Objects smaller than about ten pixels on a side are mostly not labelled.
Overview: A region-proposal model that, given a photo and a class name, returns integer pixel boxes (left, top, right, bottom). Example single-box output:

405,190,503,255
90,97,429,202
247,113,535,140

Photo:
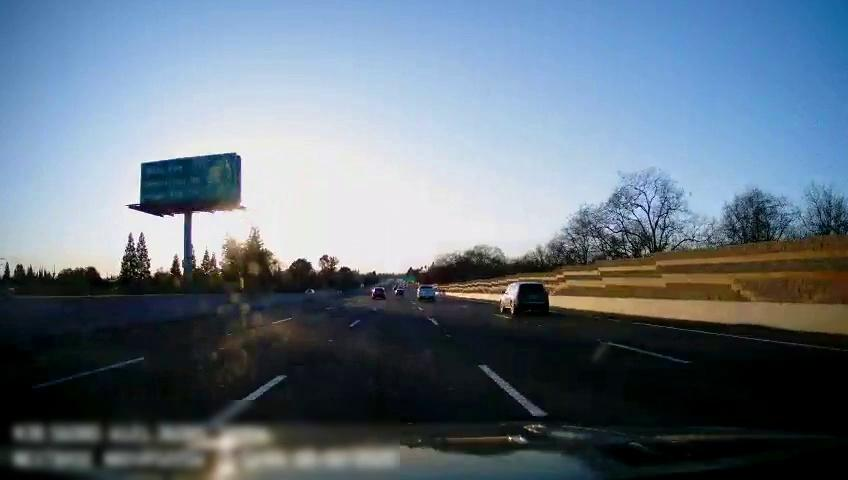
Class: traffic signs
139,151,237,208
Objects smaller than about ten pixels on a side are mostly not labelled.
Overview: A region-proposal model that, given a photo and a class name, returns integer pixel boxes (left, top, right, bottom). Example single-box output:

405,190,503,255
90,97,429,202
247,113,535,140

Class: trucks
415,284,436,302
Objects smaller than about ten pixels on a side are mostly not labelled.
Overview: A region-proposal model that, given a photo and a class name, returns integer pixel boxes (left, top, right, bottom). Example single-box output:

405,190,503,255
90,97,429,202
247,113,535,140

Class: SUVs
371,287,386,300
498,281,549,315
